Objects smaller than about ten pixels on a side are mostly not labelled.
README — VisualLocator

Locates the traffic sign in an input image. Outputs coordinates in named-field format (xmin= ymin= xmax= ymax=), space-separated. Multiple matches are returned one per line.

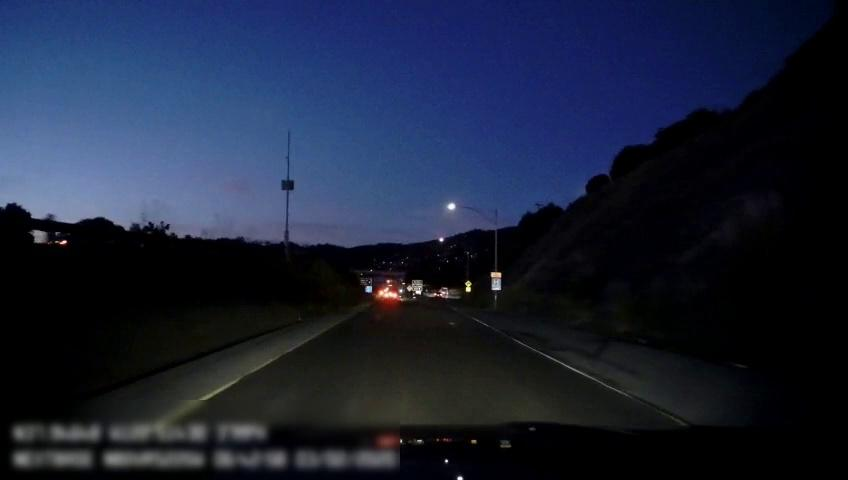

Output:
xmin=492 ymin=278 xmax=501 ymax=290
